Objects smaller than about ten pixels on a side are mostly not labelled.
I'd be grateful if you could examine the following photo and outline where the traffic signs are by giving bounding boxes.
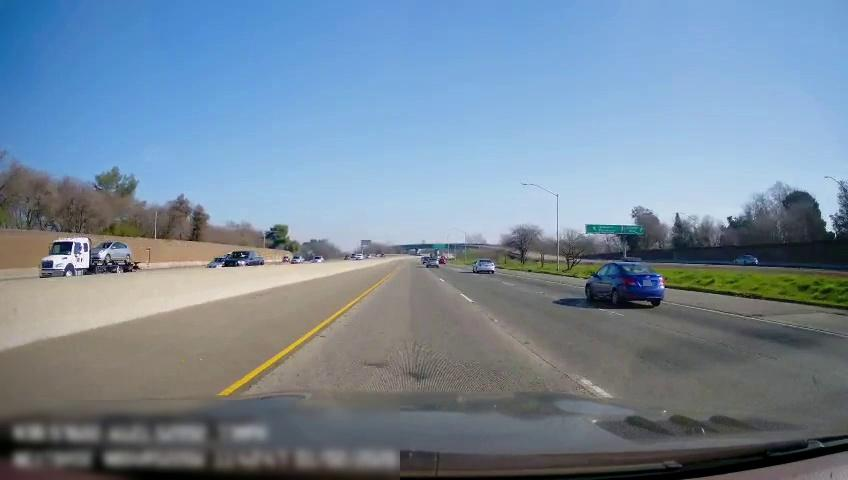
[584,223,645,236]
[432,243,446,250]
[360,239,372,246]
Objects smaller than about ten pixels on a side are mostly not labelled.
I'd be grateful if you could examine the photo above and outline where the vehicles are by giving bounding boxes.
[40,236,142,278]
[426,259,439,268]
[738,254,759,266]
[207,256,226,269]
[473,259,495,274]
[584,262,666,307]
[354,253,364,261]
[222,250,265,268]
[313,256,325,263]
[290,255,305,265]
